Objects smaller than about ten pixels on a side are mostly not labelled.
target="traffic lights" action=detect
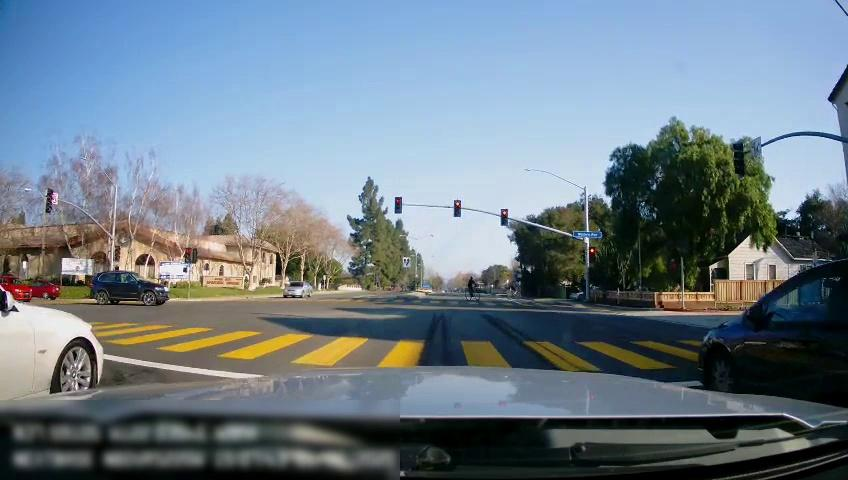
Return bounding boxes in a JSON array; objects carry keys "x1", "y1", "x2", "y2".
[
  {"x1": 394, "y1": 194, "x2": 403, "y2": 214},
  {"x1": 588, "y1": 246, "x2": 599, "y2": 265},
  {"x1": 45, "y1": 188, "x2": 57, "y2": 215},
  {"x1": 114, "y1": 245, "x2": 122, "y2": 262},
  {"x1": 500, "y1": 207, "x2": 509, "y2": 226},
  {"x1": 730, "y1": 140, "x2": 746, "y2": 180},
  {"x1": 453, "y1": 199, "x2": 462, "y2": 217}
]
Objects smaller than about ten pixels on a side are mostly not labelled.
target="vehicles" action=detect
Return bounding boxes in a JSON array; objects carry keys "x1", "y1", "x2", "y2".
[
  {"x1": 0, "y1": 284, "x2": 106, "y2": 402},
  {"x1": 571, "y1": 291, "x2": 584, "y2": 304},
  {"x1": 88, "y1": 269, "x2": 169, "y2": 307},
  {"x1": 31, "y1": 278, "x2": 60, "y2": 300},
  {"x1": 699, "y1": 257, "x2": 848, "y2": 407},
  {"x1": 0, "y1": 273, "x2": 34, "y2": 302},
  {"x1": 282, "y1": 280, "x2": 314, "y2": 299}
]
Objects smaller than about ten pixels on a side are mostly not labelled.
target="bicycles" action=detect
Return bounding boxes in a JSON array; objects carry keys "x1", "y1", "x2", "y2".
[{"x1": 467, "y1": 274, "x2": 476, "y2": 297}]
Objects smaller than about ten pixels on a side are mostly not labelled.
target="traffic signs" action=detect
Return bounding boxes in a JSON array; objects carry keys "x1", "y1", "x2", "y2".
[
  {"x1": 574, "y1": 230, "x2": 604, "y2": 240},
  {"x1": 400, "y1": 256, "x2": 413, "y2": 270},
  {"x1": 751, "y1": 138, "x2": 762, "y2": 155}
]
